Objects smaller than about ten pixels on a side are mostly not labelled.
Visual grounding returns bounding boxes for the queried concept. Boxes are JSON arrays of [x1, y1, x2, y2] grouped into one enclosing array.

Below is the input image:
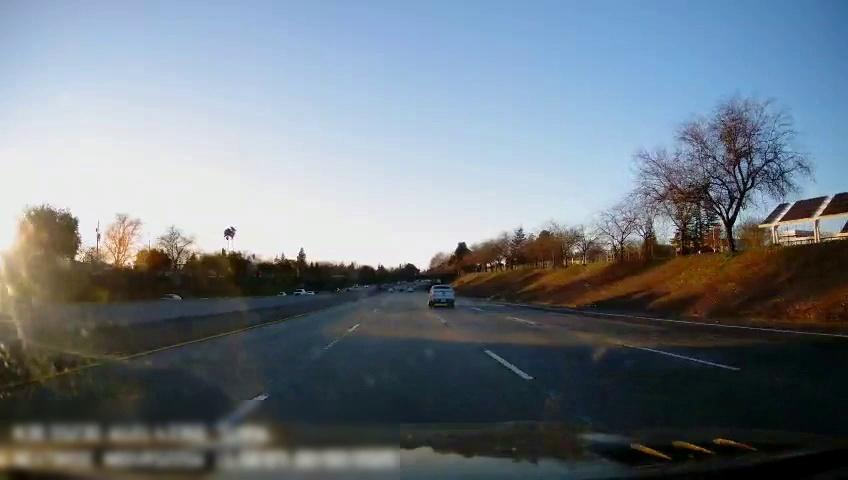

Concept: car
[[160, 293, 181, 301]]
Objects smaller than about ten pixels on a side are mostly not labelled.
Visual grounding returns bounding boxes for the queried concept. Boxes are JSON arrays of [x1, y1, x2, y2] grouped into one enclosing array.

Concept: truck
[[293, 288, 309, 297]]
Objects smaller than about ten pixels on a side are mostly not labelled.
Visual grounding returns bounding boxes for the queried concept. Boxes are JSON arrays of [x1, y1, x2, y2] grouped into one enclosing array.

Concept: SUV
[[427, 284, 456, 309]]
